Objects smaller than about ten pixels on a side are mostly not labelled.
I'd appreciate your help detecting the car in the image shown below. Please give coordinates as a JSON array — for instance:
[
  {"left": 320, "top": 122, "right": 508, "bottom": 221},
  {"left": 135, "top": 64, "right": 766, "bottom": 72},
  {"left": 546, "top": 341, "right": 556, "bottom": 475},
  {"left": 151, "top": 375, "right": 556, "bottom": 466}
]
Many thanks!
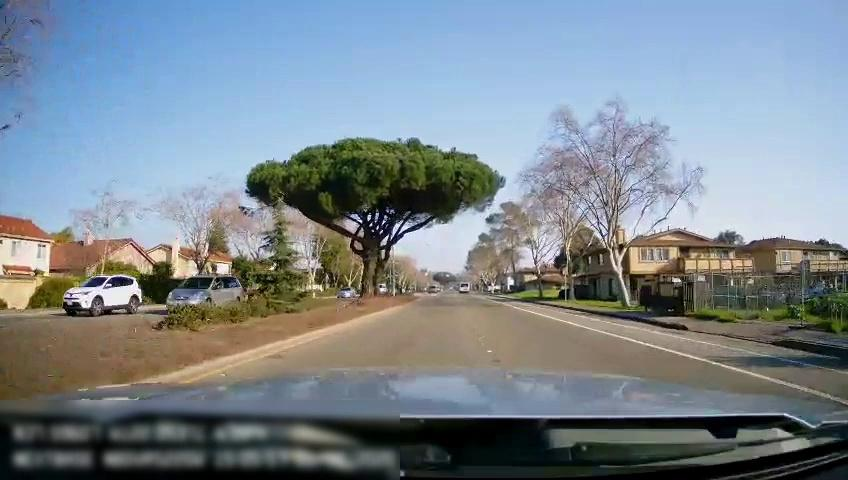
[{"left": 335, "top": 287, "right": 357, "bottom": 300}]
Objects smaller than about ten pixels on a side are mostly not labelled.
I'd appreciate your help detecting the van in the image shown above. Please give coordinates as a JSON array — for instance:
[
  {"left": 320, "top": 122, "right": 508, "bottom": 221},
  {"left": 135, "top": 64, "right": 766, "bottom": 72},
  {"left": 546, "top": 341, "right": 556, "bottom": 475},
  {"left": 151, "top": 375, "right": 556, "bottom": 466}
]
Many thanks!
[{"left": 166, "top": 275, "right": 244, "bottom": 312}]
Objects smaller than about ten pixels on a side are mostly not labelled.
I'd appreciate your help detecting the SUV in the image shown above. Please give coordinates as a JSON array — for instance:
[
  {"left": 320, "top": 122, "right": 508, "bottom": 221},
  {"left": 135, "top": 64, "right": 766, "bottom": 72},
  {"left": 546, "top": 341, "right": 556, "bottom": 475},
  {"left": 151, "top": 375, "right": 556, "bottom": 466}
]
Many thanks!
[{"left": 62, "top": 275, "right": 143, "bottom": 317}]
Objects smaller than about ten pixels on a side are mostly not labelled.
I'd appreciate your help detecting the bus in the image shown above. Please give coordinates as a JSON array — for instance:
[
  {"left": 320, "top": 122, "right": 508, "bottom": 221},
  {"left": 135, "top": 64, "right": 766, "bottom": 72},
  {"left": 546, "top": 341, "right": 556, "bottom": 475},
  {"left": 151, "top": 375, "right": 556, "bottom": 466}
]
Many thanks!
[{"left": 459, "top": 282, "right": 471, "bottom": 294}]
